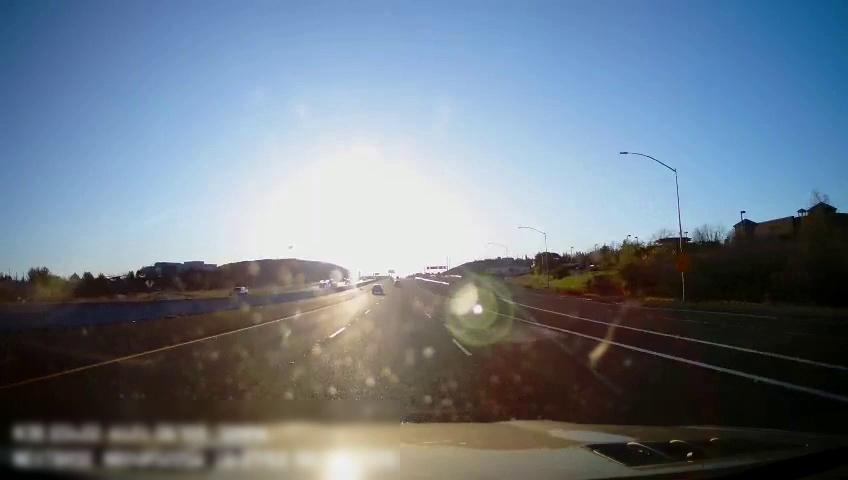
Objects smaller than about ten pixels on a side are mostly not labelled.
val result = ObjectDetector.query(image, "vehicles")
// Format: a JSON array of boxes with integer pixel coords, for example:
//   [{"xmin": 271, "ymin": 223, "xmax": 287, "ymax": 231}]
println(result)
[
  {"xmin": 371, "ymin": 283, "xmax": 384, "ymax": 294},
  {"xmin": 228, "ymin": 286, "xmax": 249, "ymax": 297}
]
